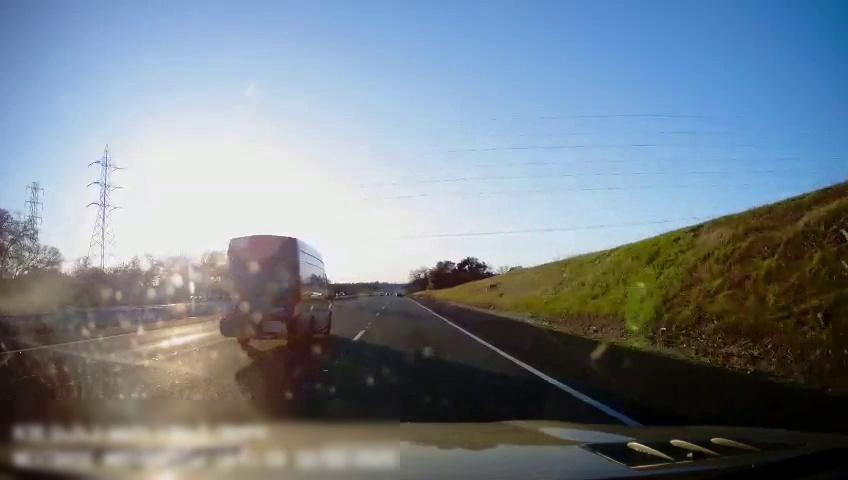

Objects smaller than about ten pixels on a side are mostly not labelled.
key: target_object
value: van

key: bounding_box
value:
[219,234,338,352]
